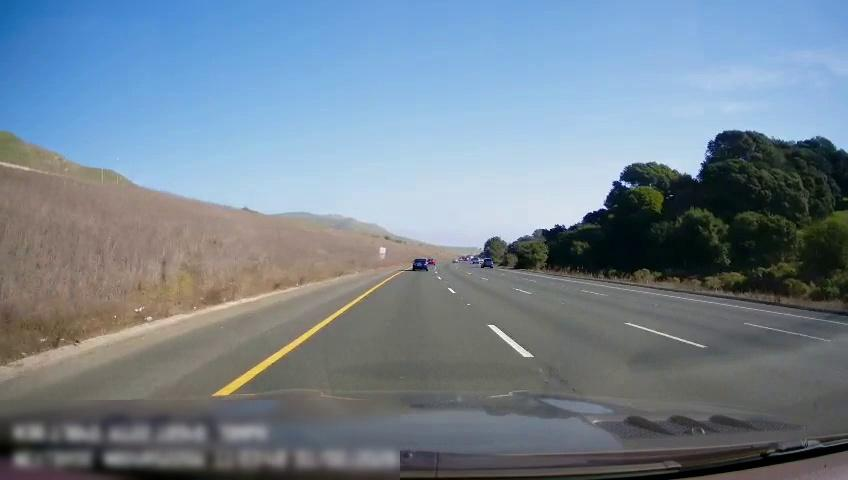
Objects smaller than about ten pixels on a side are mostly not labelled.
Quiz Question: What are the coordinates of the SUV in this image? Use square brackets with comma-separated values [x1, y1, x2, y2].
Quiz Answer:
[481, 257, 494, 269]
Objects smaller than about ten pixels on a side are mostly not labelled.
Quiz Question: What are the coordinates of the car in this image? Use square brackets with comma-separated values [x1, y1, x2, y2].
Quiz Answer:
[412, 258, 428, 271]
